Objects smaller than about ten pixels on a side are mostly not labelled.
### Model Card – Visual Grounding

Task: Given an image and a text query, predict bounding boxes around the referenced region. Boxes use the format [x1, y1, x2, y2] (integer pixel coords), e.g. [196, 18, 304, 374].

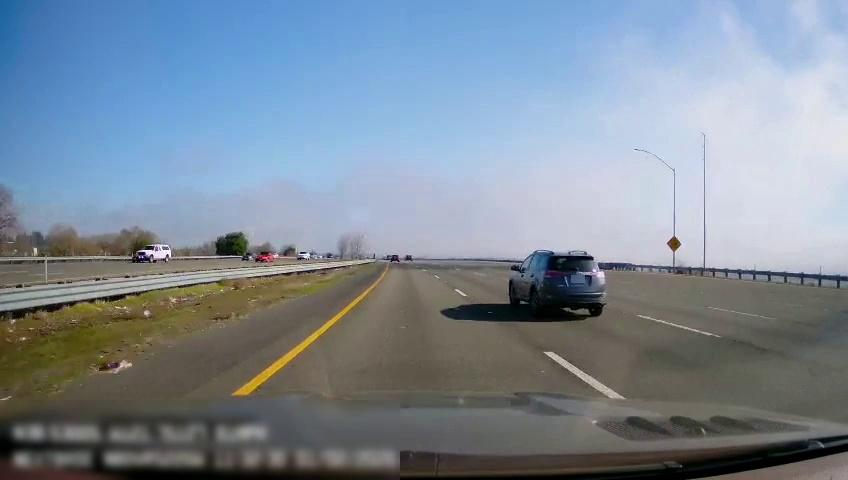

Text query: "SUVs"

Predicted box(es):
[507, 249, 608, 317]
[297, 251, 311, 261]
[391, 255, 400, 263]
[135, 244, 172, 264]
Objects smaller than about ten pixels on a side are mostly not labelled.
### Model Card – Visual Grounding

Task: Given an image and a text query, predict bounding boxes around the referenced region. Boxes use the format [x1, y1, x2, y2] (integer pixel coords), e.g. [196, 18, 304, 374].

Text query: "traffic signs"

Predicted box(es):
[666, 235, 682, 252]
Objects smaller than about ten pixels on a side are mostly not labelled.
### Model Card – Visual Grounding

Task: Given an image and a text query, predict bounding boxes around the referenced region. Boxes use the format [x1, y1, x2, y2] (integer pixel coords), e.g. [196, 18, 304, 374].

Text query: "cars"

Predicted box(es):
[255, 251, 275, 263]
[241, 252, 258, 262]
